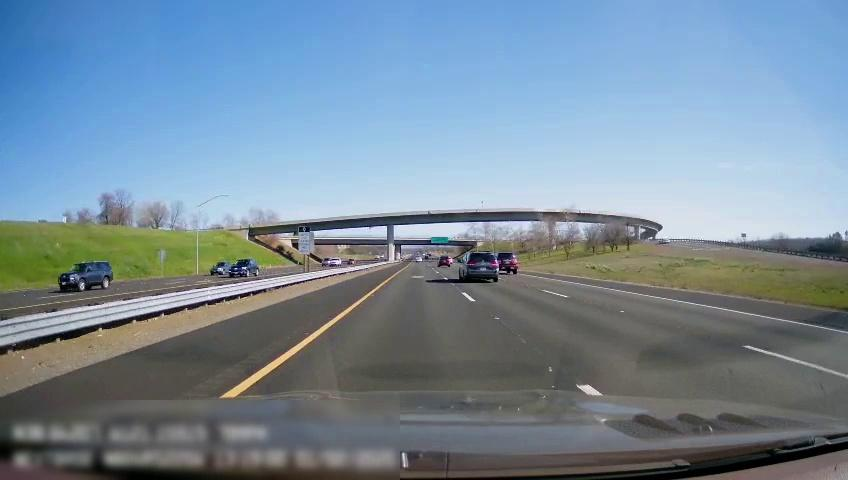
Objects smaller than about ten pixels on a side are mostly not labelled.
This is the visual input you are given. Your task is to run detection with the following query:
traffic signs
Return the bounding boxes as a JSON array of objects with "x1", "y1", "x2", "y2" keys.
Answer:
[{"x1": 431, "y1": 236, "x2": 448, "y2": 244}]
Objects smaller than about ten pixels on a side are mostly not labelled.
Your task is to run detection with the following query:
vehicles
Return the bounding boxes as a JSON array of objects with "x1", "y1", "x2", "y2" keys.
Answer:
[
  {"x1": 58, "y1": 261, "x2": 114, "y2": 292},
  {"x1": 321, "y1": 257, "x2": 332, "y2": 267},
  {"x1": 210, "y1": 262, "x2": 232, "y2": 276},
  {"x1": 459, "y1": 251, "x2": 499, "y2": 282},
  {"x1": 495, "y1": 252, "x2": 519, "y2": 275},
  {"x1": 229, "y1": 259, "x2": 261, "y2": 278},
  {"x1": 437, "y1": 256, "x2": 451, "y2": 268},
  {"x1": 327, "y1": 257, "x2": 342, "y2": 267}
]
